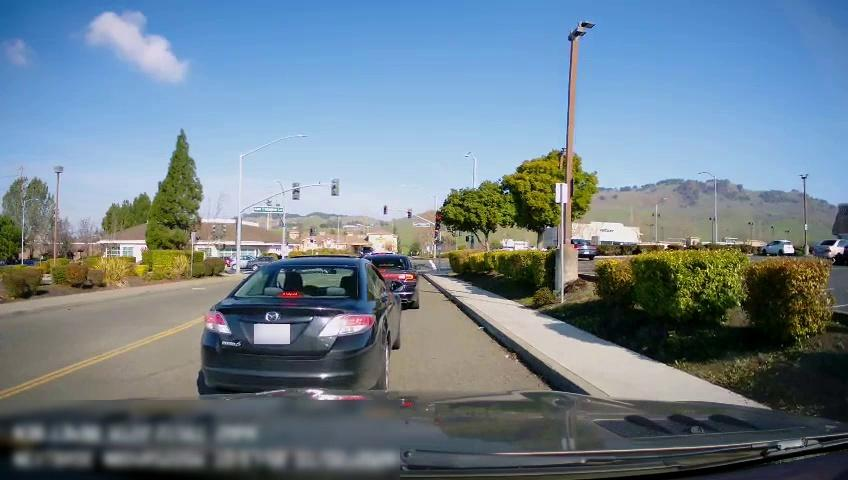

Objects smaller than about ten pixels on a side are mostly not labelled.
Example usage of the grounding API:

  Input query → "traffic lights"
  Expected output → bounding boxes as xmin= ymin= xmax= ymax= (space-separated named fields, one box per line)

xmin=291 ymin=183 xmax=300 ymax=201
xmin=331 ymin=179 xmax=340 ymax=196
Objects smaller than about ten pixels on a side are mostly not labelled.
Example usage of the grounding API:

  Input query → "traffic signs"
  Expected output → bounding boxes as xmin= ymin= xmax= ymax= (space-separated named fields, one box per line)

xmin=254 ymin=205 xmax=285 ymax=216
xmin=413 ymin=221 xmax=429 ymax=228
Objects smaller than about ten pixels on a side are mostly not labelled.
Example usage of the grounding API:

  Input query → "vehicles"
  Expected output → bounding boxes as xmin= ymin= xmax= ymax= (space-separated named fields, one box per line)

xmin=245 ymin=255 xmax=273 ymax=272
xmin=761 ymin=239 xmax=796 ymax=256
xmin=367 ymin=255 xmax=420 ymax=306
xmin=196 ymin=255 xmax=402 ymax=395
xmin=814 ymin=237 xmax=848 ymax=265
xmin=571 ymin=237 xmax=599 ymax=259
xmin=227 ymin=251 xmax=253 ymax=272
xmin=361 ymin=245 xmax=374 ymax=255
